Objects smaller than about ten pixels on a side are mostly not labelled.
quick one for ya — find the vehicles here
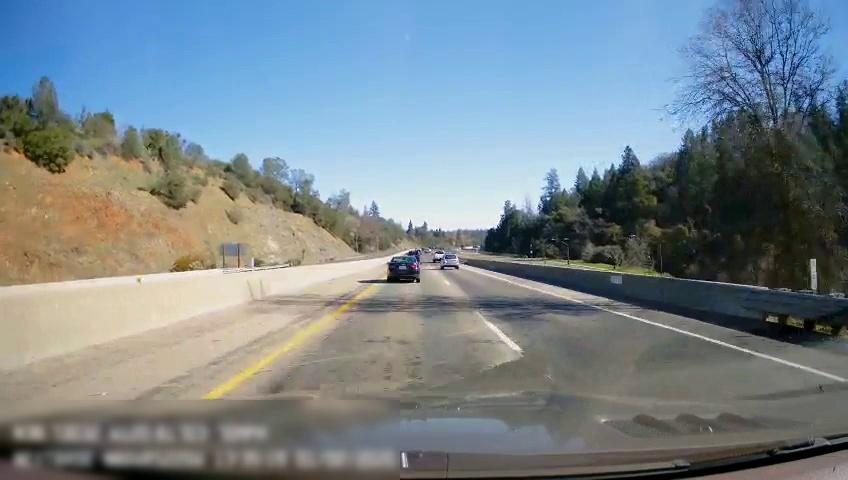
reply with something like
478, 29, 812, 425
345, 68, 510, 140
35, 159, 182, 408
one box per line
407, 250, 421, 262
386, 253, 422, 282
440, 253, 459, 269
433, 251, 445, 262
